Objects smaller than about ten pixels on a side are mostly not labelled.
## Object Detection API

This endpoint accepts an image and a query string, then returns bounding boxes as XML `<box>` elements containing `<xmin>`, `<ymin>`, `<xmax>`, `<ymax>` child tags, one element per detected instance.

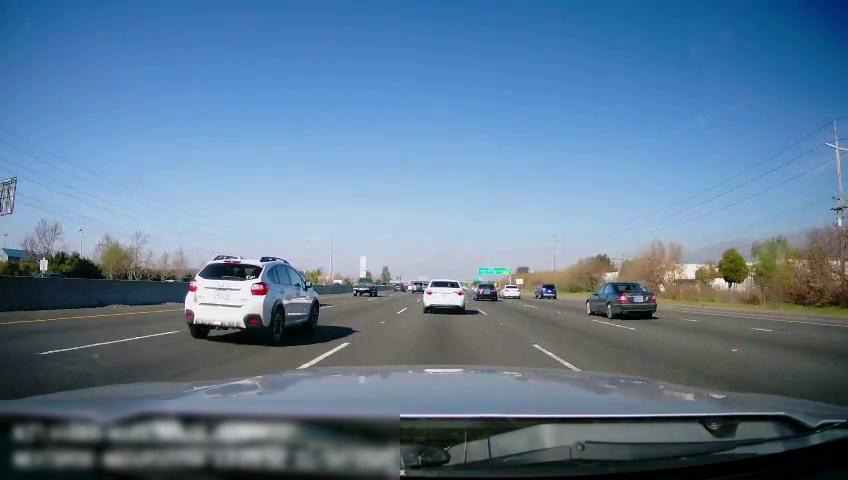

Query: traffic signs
<box><xmin>478</xmin><ymin>267</ymin><xmax>495</xmax><ymax>276</ymax></box>
<box><xmin>494</xmin><ymin>267</ymin><xmax>513</xmax><ymax>276</ymax></box>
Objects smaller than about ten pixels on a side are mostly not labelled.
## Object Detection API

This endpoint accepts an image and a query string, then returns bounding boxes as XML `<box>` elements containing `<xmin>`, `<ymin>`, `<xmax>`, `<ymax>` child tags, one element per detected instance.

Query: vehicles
<box><xmin>584</xmin><ymin>281</ymin><xmax>657</xmax><ymax>320</ymax></box>
<box><xmin>353</xmin><ymin>278</ymin><xmax>378</xmax><ymax>296</ymax></box>
<box><xmin>163</xmin><ymin>279</ymin><xmax>184</xmax><ymax>283</ymax></box>
<box><xmin>392</xmin><ymin>282</ymin><xmax>406</xmax><ymax>292</ymax></box>
<box><xmin>411</xmin><ymin>282</ymin><xmax>426</xmax><ymax>293</ymax></box>
<box><xmin>534</xmin><ymin>284</ymin><xmax>557</xmax><ymax>300</ymax></box>
<box><xmin>31</xmin><ymin>272</ymin><xmax>68</xmax><ymax>279</ymax></box>
<box><xmin>473</xmin><ymin>283</ymin><xmax>498</xmax><ymax>302</ymax></box>
<box><xmin>184</xmin><ymin>255</ymin><xmax>321</xmax><ymax>344</ymax></box>
<box><xmin>423</xmin><ymin>278</ymin><xmax>466</xmax><ymax>314</ymax></box>
<box><xmin>499</xmin><ymin>284</ymin><xmax>521</xmax><ymax>300</ymax></box>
